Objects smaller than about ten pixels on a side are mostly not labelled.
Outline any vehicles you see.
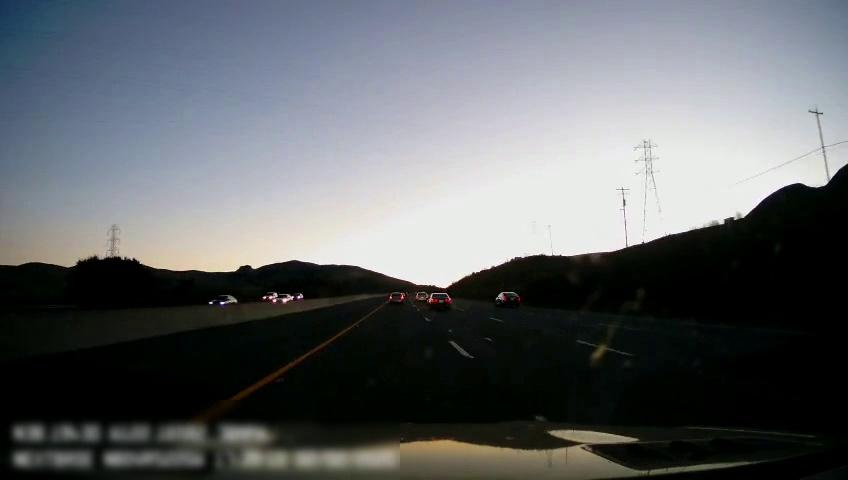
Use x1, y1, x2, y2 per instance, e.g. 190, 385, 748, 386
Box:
415, 292, 429, 303
427, 293, 452, 310
495, 291, 520, 308
272, 293, 294, 303
262, 292, 279, 301
208, 295, 238, 306
291, 293, 304, 301
389, 292, 404, 304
